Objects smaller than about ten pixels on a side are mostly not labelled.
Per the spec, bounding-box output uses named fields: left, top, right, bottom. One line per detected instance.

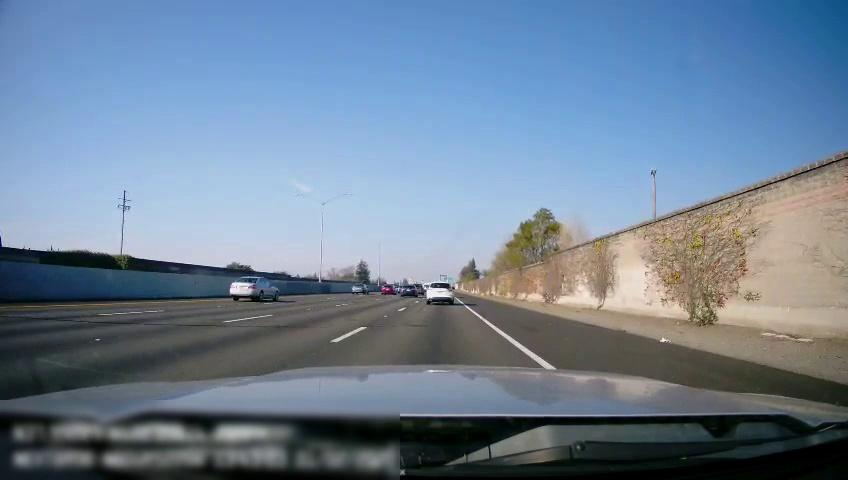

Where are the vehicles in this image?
left=413, top=283, right=425, bottom=295
left=426, top=281, right=455, bottom=305
left=381, top=285, right=397, bottom=295
left=351, top=284, right=369, bottom=294
left=229, top=276, right=280, bottom=302
left=400, top=285, right=418, bottom=297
